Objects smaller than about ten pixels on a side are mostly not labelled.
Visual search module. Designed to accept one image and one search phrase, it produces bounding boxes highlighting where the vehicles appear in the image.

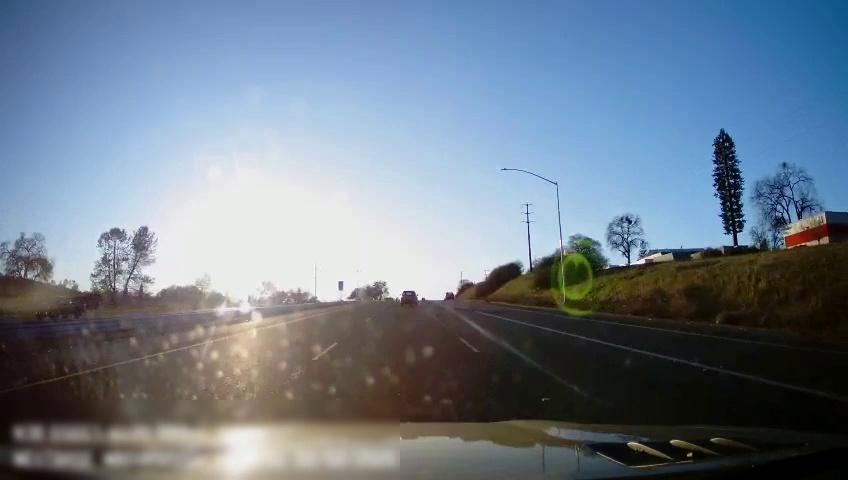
[36,295,83,320]
[444,292,455,301]
[400,290,417,306]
